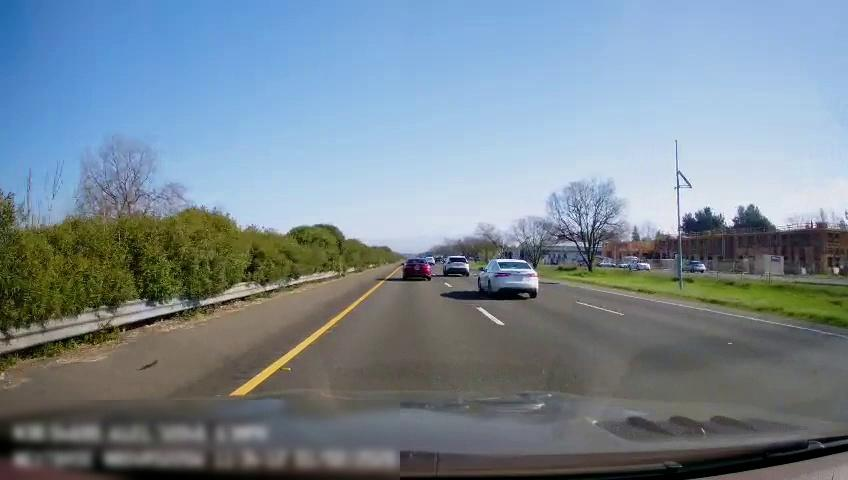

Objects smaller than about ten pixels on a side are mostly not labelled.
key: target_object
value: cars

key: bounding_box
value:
[676,260,705,273]
[399,257,432,280]
[477,259,539,299]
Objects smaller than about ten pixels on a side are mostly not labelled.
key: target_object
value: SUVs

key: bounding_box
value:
[443,257,469,277]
